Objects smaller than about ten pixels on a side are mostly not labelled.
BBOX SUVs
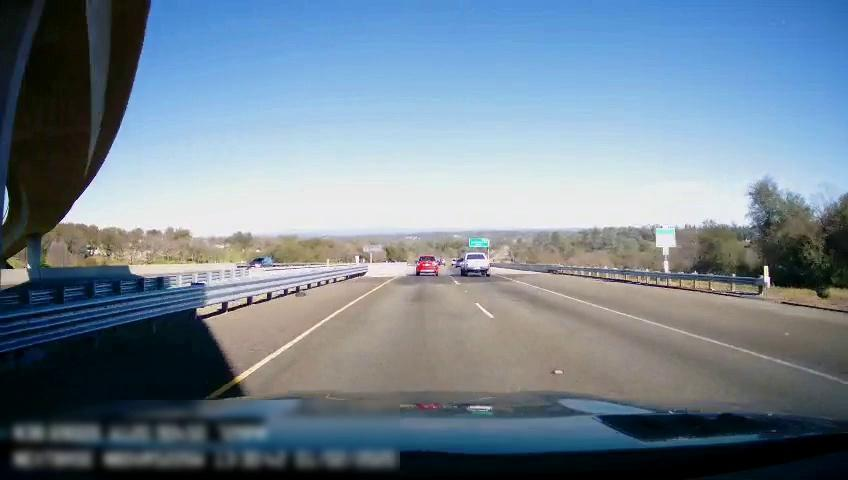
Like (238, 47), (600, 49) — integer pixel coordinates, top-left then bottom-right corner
(245, 256), (274, 270)
(416, 256), (439, 275)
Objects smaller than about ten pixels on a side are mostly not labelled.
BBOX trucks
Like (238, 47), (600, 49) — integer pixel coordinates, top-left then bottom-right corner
(459, 253), (490, 276)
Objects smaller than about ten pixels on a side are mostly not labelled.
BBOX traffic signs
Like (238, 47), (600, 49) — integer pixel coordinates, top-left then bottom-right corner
(468, 238), (489, 248)
(655, 227), (676, 248)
